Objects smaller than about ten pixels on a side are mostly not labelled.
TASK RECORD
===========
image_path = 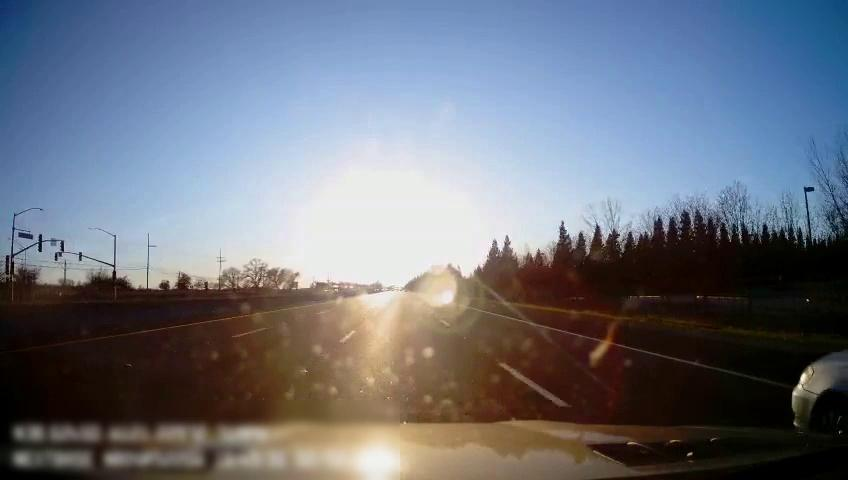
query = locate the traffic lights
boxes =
[5,255,10,275]
[37,234,43,252]
[59,240,65,252]
[78,252,83,263]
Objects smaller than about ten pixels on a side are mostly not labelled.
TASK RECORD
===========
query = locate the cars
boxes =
[791,348,848,434]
